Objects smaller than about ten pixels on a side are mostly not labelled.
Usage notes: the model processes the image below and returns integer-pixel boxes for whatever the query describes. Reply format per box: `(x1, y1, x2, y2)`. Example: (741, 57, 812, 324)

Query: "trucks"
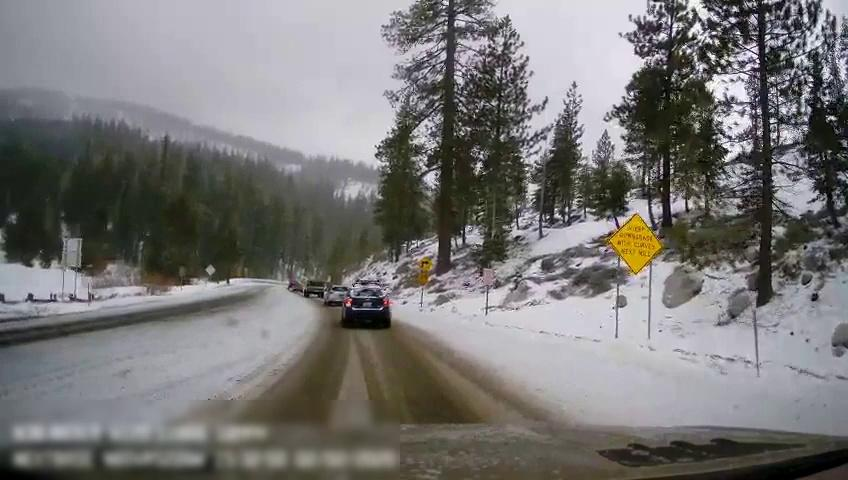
(304, 280, 325, 298)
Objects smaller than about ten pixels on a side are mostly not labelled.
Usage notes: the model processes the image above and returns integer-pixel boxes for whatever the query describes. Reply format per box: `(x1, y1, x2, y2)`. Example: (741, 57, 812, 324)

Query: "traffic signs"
(608, 212, 665, 276)
(205, 263, 216, 277)
(61, 237, 83, 267)
(416, 272, 430, 285)
(416, 255, 434, 272)
(483, 267, 495, 286)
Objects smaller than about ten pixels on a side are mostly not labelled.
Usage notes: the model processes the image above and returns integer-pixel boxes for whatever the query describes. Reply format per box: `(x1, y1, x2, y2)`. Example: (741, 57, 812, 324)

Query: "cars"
(340, 280, 392, 329)
(324, 285, 351, 306)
